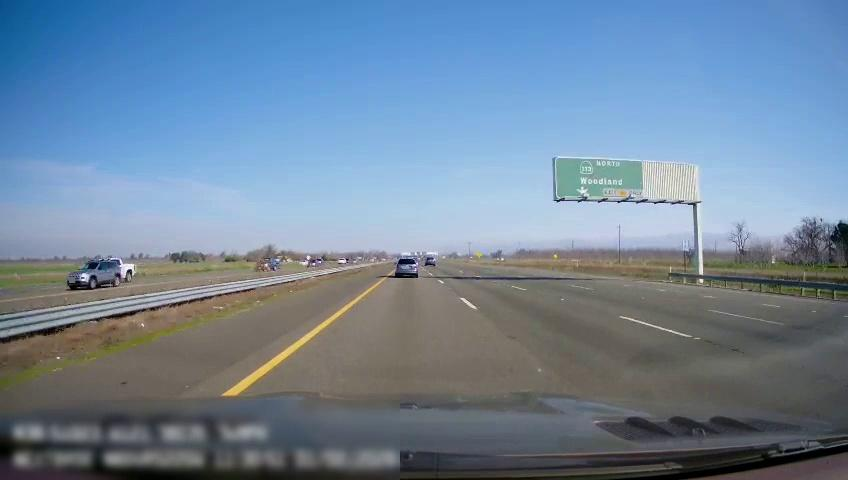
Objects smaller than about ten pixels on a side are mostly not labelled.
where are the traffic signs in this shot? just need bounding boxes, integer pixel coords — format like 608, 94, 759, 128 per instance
554, 156, 643, 202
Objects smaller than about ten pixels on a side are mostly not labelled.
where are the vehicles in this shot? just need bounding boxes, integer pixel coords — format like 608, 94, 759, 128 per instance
98, 258, 137, 283
67, 260, 122, 290
395, 257, 418, 278
305, 259, 320, 268
425, 257, 436, 266
254, 256, 278, 273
